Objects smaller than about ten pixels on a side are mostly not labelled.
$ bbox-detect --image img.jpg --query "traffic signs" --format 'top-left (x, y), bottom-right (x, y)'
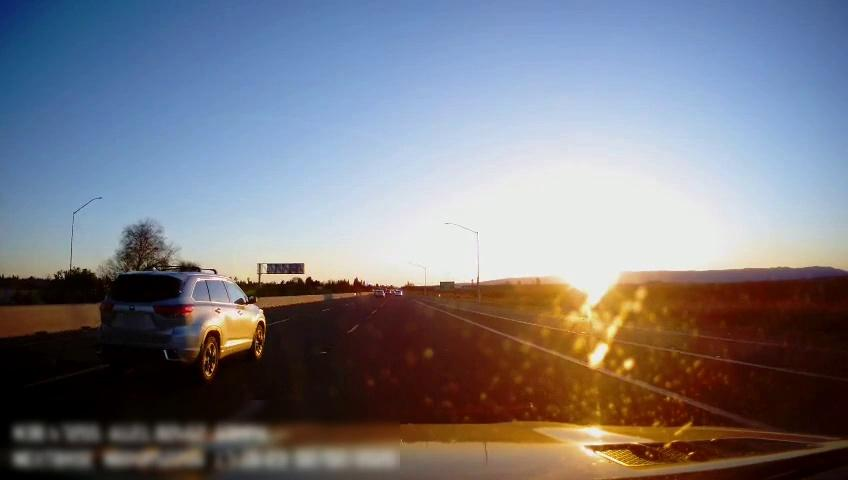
top-left (440, 282), bottom-right (455, 289)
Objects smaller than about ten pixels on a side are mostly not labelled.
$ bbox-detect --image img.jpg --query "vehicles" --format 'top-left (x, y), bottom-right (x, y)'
top-left (374, 289), bottom-right (386, 299)
top-left (97, 264), bottom-right (269, 393)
